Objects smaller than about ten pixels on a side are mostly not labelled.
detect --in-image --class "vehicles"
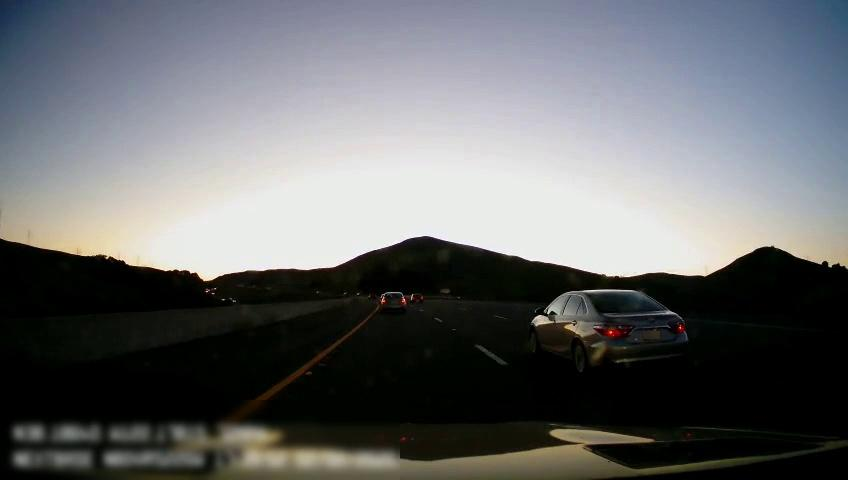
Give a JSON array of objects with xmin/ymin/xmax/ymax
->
[
  {"xmin": 410, "ymin": 293, "xmax": 424, "ymax": 303},
  {"xmin": 381, "ymin": 291, "xmax": 406, "ymax": 313},
  {"xmin": 528, "ymin": 289, "xmax": 689, "ymax": 378},
  {"xmin": 379, "ymin": 294, "xmax": 384, "ymax": 304}
]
